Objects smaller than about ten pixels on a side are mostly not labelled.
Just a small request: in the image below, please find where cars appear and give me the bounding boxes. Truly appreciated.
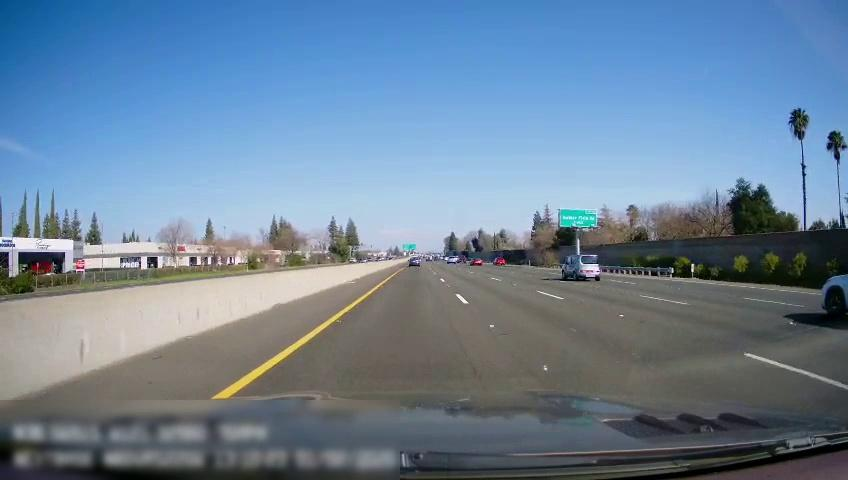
[493,256,506,267]
[469,257,484,267]
[407,255,422,268]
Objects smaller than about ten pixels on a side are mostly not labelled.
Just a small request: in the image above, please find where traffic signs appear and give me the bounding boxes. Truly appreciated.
[559,207,599,230]
[403,244,416,252]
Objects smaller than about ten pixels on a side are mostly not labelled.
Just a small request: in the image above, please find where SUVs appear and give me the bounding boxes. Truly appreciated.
[819,274,848,322]
[447,255,458,264]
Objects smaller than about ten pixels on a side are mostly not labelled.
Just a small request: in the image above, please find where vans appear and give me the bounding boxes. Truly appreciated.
[560,253,602,282]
